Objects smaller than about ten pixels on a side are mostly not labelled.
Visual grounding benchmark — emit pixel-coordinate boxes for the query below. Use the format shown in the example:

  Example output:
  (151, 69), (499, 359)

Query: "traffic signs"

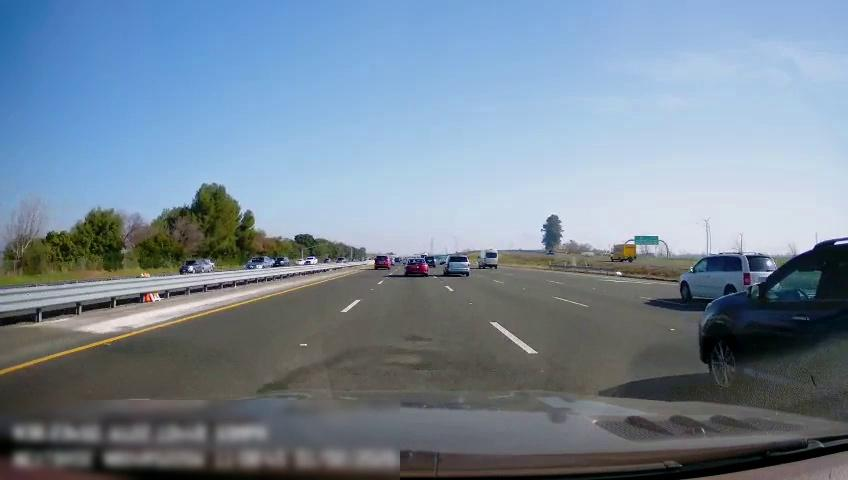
(633, 235), (659, 246)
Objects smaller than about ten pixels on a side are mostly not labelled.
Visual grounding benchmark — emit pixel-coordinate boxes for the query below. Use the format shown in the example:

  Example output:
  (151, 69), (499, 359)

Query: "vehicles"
(443, 254), (471, 277)
(179, 258), (211, 275)
(610, 243), (637, 263)
(403, 258), (430, 278)
(270, 256), (290, 269)
(696, 238), (848, 406)
(245, 256), (273, 270)
(424, 256), (436, 268)
(294, 258), (307, 266)
(678, 251), (777, 303)
(374, 255), (392, 271)
(303, 255), (319, 266)
(477, 248), (499, 270)
(202, 258), (214, 271)
(336, 256), (349, 264)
